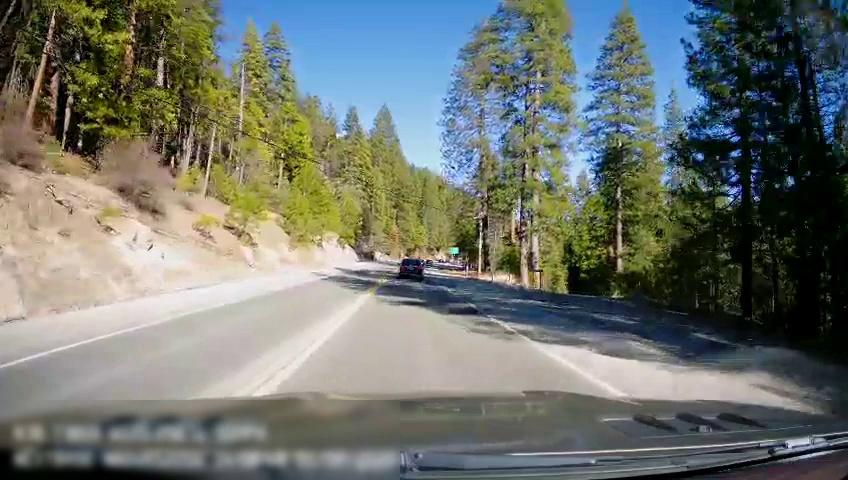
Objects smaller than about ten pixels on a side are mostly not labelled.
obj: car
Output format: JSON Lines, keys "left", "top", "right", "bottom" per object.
{"left": 398, "top": 259, "right": 424, "bottom": 280}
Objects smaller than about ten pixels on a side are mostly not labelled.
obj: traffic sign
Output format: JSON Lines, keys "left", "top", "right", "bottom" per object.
{"left": 447, "top": 246, "right": 460, "bottom": 255}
